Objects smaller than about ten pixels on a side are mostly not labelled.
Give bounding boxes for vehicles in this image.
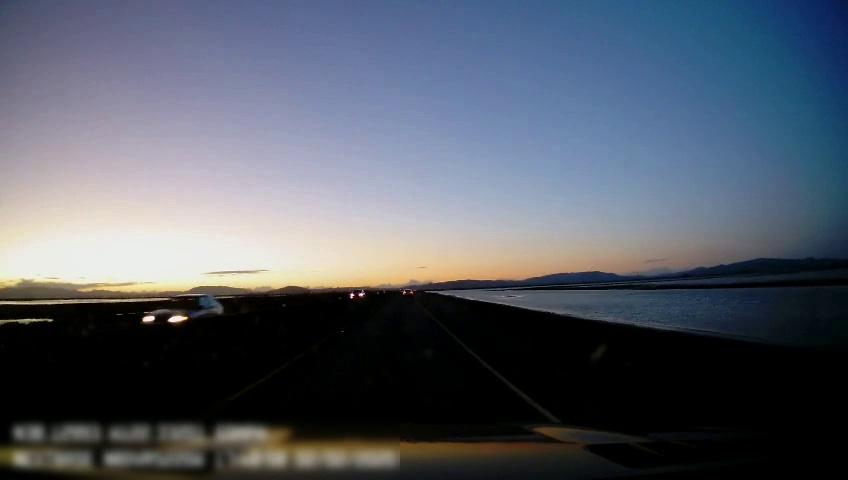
[349,288,366,300]
[402,288,414,297]
[140,292,224,326]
